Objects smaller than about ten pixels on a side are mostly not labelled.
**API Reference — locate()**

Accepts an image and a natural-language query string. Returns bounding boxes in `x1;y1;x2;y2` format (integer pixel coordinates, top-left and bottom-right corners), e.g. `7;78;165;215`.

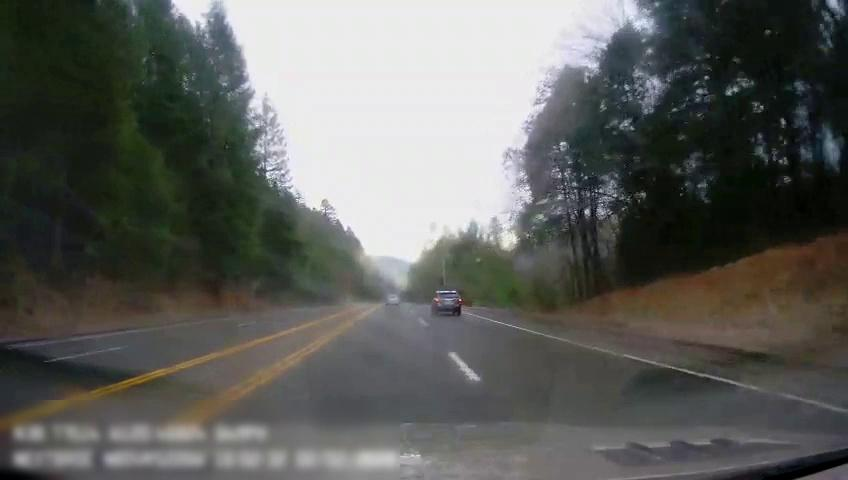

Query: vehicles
432;290;462;314
385;293;400;307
